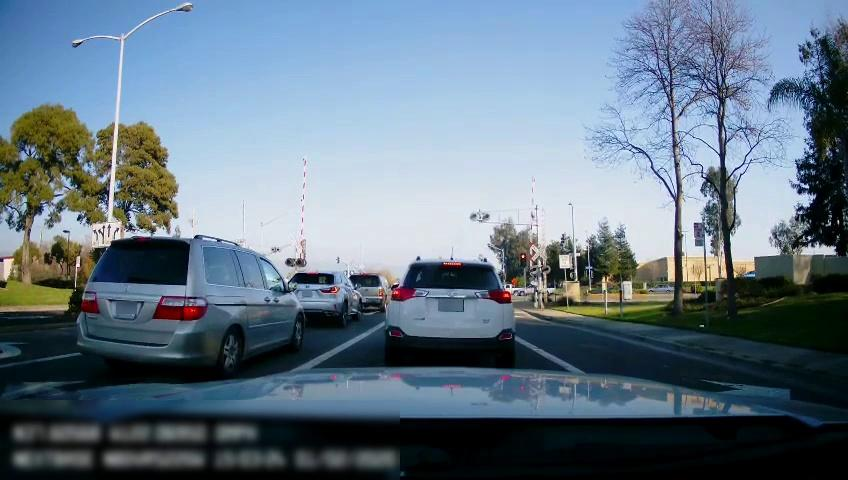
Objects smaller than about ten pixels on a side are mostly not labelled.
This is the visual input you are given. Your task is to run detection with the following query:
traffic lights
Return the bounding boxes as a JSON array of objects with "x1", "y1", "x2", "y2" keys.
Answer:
[
  {"x1": 559, "y1": 234, "x2": 565, "y2": 247},
  {"x1": 519, "y1": 252, "x2": 527, "y2": 268},
  {"x1": 295, "y1": 257, "x2": 307, "y2": 267},
  {"x1": 285, "y1": 257, "x2": 297, "y2": 267},
  {"x1": 301, "y1": 238, "x2": 307, "y2": 253}
]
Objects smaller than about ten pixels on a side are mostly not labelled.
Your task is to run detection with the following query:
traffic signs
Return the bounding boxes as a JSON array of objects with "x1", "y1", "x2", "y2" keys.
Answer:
[
  {"x1": 531, "y1": 245, "x2": 548, "y2": 262},
  {"x1": 694, "y1": 237, "x2": 705, "y2": 247},
  {"x1": 693, "y1": 222, "x2": 706, "y2": 238},
  {"x1": 91, "y1": 221, "x2": 122, "y2": 249},
  {"x1": 559, "y1": 254, "x2": 570, "y2": 269}
]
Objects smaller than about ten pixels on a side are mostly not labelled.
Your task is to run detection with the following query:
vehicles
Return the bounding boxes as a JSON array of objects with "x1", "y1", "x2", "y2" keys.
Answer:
[
  {"x1": 741, "y1": 270, "x2": 756, "y2": 279},
  {"x1": 498, "y1": 283, "x2": 527, "y2": 296},
  {"x1": 648, "y1": 284, "x2": 674, "y2": 294},
  {"x1": 385, "y1": 255, "x2": 516, "y2": 361},
  {"x1": 348, "y1": 272, "x2": 394, "y2": 312},
  {"x1": 285, "y1": 270, "x2": 363, "y2": 326},
  {"x1": 75, "y1": 233, "x2": 304, "y2": 380},
  {"x1": 584, "y1": 288, "x2": 612, "y2": 296},
  {"x1": 519, "y1": 284, "x2": 555, "y2": 296}
]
